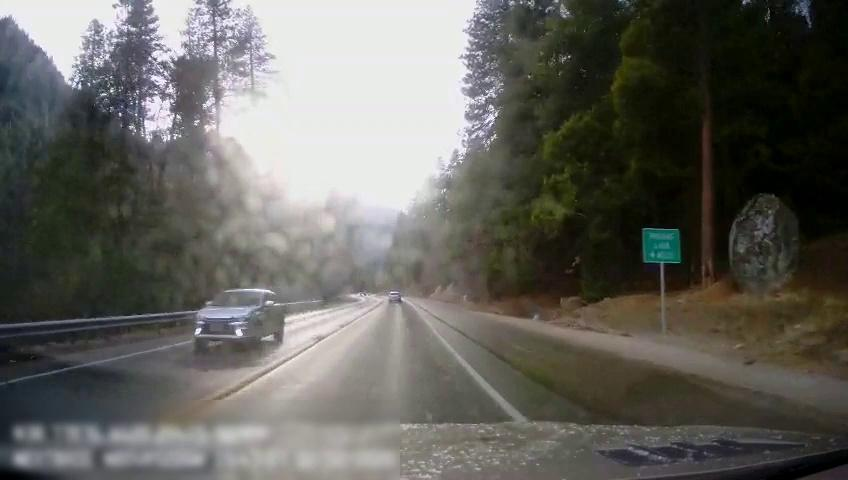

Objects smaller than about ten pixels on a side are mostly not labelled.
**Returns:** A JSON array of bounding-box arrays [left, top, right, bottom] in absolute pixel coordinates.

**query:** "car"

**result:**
[[389, 291, 402, 303]]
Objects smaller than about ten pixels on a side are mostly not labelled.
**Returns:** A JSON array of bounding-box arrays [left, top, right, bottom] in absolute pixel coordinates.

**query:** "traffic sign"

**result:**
[[642, 227, 681, 262]]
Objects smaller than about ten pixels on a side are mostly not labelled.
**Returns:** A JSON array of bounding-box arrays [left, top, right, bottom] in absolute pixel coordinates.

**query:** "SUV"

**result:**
[[192, 288, 286, 354]]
